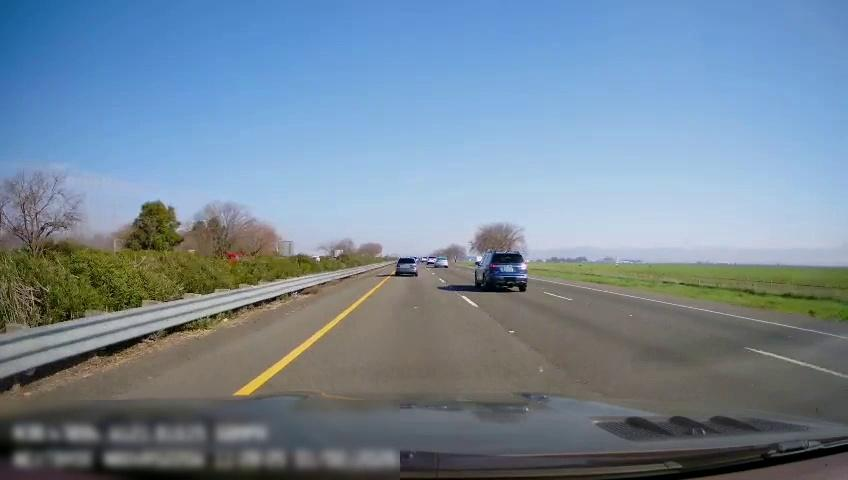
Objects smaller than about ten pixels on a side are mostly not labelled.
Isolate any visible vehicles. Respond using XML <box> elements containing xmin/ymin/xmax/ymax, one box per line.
<box><xmin>473</xmin><ymin>252</ymin><xmax>530</xmax><ymax>293</ymax></box>
<box><xmin>432</xmin><ymin>256</ymin><xmax>449</xmax><ymax>269</ymax></box>
<box><xmin>220</xmin><ymin>253</ymin><xmax>253</xmax><ymax>265</ymax></box>
<box><xmin>394</xmin><ymin>256</ymin><xmax>419</xmax><ymax>277</ymax></box>
<box><xmin>426</xmin><ymin>257</ymin><xmax>436</xmax><ymax>266</ymax></box>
